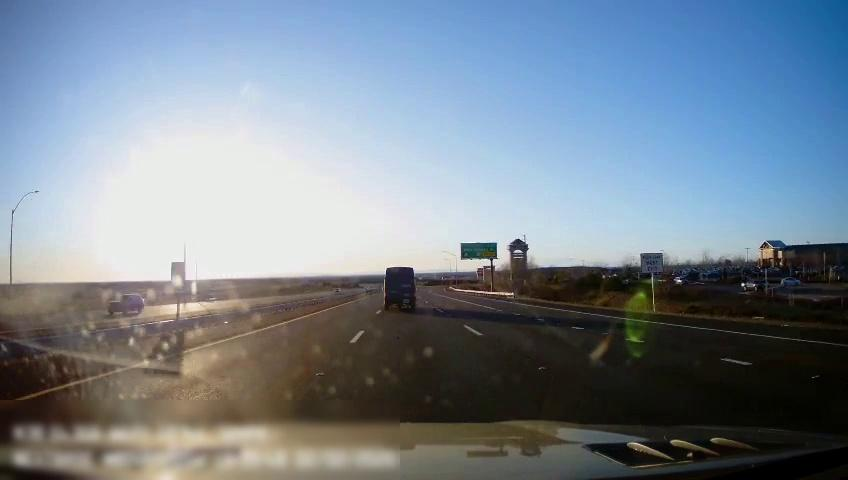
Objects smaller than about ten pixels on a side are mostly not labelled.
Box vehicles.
[741,279,765,292]
[108,293,145,317]
[385,266,416,310]
[781,277,800,286]
[674,277,688,286]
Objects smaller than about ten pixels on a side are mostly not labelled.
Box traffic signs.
[459,242,498,259]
